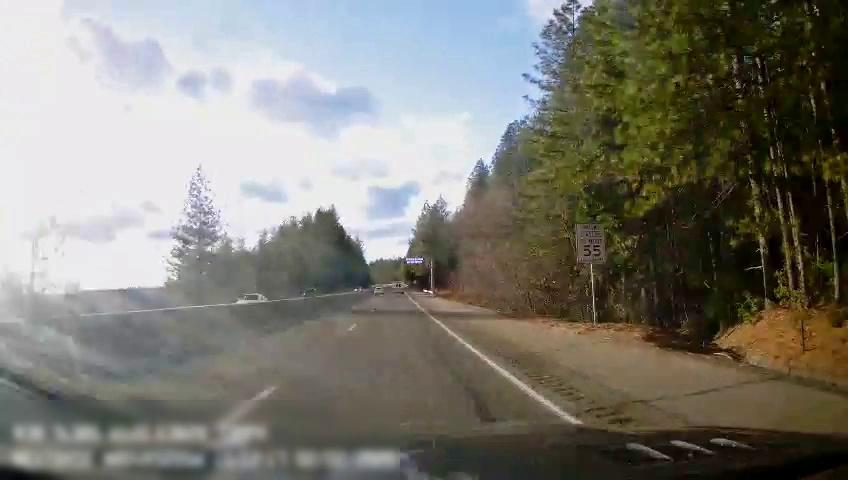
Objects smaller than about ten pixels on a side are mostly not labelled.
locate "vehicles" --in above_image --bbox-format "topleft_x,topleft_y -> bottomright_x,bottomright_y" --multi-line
392,282 -> 404,294
302,288 -> 320,298
373,286 -> 384,296
234,292 -> 268,305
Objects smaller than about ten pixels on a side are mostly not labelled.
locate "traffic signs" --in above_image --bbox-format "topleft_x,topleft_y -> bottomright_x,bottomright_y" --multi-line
575,225 -> 608,264
405,257 -> 424,265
